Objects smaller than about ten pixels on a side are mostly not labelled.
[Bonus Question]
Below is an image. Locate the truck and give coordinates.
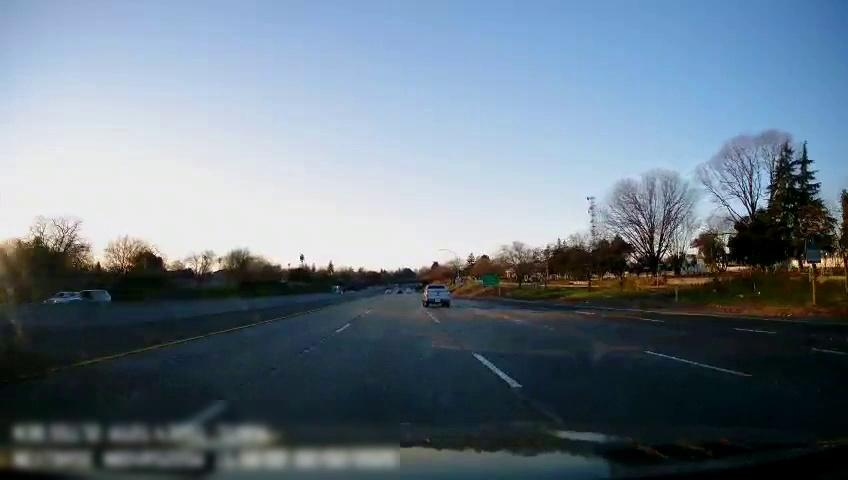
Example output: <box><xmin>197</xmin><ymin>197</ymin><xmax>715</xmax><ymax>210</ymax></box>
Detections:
<box><xmin>422</xmin><ymin>283</ymin><xmax>451</xmax><ymax>308</ymax></box>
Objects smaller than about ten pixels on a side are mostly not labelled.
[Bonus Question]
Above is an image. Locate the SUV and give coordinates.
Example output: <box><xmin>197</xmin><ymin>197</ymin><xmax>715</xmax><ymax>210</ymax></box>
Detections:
<box><xmin>71</xmin><ymin>289</ymin><xmax>112</xmax><ymax>302</ymax></box>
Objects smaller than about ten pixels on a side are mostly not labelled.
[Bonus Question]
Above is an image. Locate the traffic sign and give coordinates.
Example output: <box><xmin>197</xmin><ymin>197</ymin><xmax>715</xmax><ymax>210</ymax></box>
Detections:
<box><xmin>482</xmin><ymin>274</ymin><xmax>501</xmax><ymax>288</ymax></box>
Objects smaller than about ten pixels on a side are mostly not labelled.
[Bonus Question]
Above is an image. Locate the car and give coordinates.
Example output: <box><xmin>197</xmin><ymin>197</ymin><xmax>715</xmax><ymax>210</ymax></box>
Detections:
<box><xmin>42</xmin><ymin>290</ymin><xmax>77</xmax><ymax>304</ymax></box>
